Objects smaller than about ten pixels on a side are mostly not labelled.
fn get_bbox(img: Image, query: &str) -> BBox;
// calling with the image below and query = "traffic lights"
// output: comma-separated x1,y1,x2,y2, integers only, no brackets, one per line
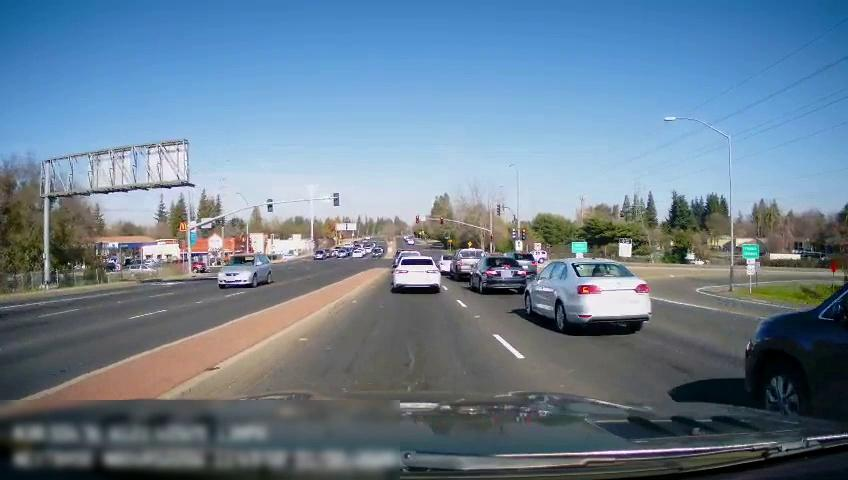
511,229,518,241
521,227,527,240
266,199,272,211
333,192,340,206
495,200,502,217
416,214,422,225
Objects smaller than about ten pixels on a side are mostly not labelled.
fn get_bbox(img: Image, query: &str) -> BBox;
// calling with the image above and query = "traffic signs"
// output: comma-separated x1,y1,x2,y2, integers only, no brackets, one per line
742,243,760,259
571,241,588,253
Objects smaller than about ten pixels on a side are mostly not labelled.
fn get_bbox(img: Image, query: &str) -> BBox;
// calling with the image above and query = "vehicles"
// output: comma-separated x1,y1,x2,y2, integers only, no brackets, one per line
395,251,420,260
522,257,652,334
372,247,384,257
436,256,452,275
312,249,326,261
512,251,538,275
530,251,547,265
127,264,157,278
216,254,273,289
449,249,484,281
470,257,528,295
741,284,848,419
392,257,441,295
